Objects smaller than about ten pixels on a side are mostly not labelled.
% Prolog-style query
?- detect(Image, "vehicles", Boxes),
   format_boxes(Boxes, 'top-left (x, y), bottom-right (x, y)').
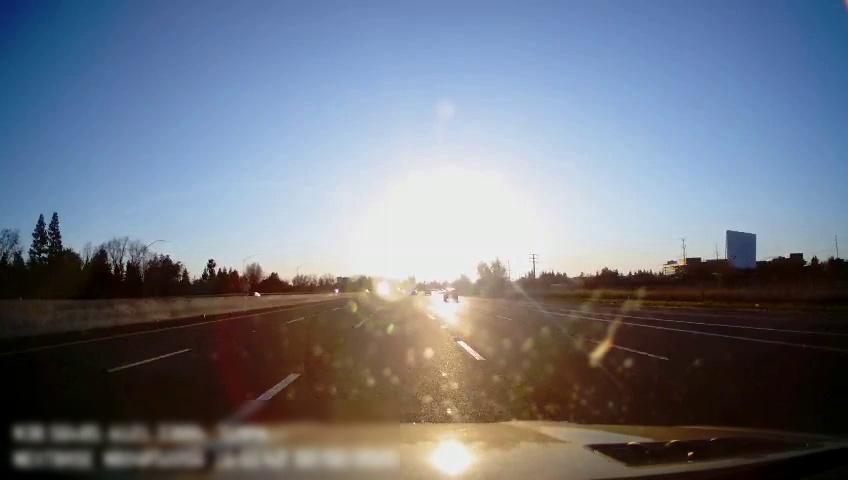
top-left (247, 291), bottom-right (261, 298)
top-left (443, 289), bottom-right (459, 302)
